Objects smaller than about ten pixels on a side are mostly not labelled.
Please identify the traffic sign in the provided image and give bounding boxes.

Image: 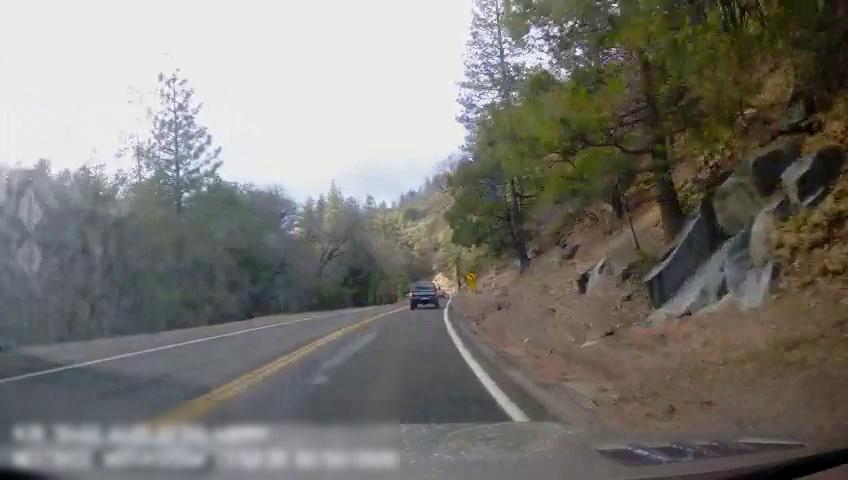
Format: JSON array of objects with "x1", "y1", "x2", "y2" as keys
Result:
[{"x1": 465, "y1": 272, "x2": 477, "y2": 282}]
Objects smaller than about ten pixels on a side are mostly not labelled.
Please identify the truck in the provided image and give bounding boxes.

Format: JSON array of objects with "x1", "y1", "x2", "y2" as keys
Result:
[{"x1": 409, "y1": 283, "x2": 440, "y2": 310}]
